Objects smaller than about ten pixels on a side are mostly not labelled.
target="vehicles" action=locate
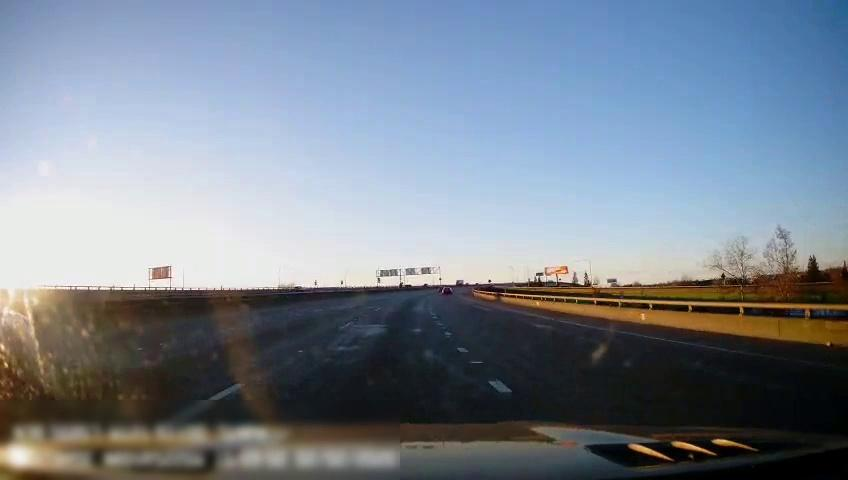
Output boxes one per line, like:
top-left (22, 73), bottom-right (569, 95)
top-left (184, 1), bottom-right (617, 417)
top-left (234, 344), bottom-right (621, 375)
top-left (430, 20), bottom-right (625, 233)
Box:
top-left (441, 287), bottom-right (452, 295)
top-left (290, 286), bottom-right (305, 292)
